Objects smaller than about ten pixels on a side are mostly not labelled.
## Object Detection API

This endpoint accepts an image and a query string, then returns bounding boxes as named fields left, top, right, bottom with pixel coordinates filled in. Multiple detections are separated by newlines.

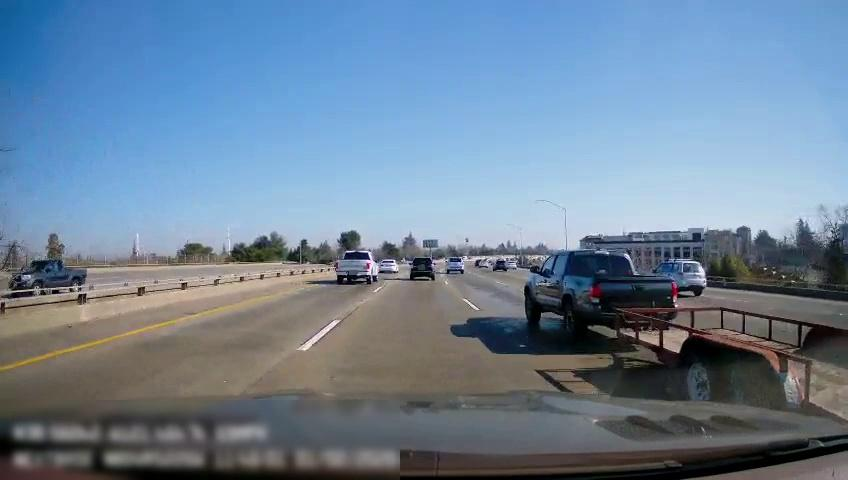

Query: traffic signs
left=422, top=239, right=439, bottom=249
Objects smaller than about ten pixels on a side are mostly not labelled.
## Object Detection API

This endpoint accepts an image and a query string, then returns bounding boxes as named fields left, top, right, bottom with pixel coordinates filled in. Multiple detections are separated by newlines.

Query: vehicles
left=613, top=306, right=848, bottom=422
left=333, top=249, right=379, bottom=285
left=651, top=258, right=707, bottom=298
left=445, top=256, right=465, bottom=275
left=7, top=258, right=88, bottom=297
left=492, top=259, right=507, bottom=272
left=505, top=261, right=517, bottom=271
left=407, top=256, right=437, bottom=281
left=522, top=250, right=679, bottom=341
left=378, top=258, right=399, bottom=273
